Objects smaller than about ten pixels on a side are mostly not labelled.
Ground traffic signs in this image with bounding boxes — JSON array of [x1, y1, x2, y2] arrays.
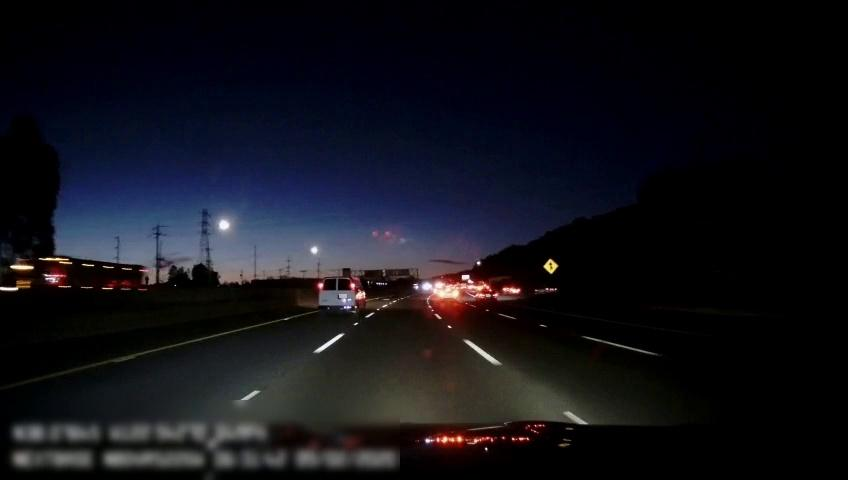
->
[[543, 257, 559, 275]]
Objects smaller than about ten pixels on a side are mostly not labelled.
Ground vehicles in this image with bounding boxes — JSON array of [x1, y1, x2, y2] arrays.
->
[[533, 284, 559, 296], [475, 289, 498, 304], [442, 289, 458, 300], [318, 276, 368, 317], [0, 255, 149, 294]]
